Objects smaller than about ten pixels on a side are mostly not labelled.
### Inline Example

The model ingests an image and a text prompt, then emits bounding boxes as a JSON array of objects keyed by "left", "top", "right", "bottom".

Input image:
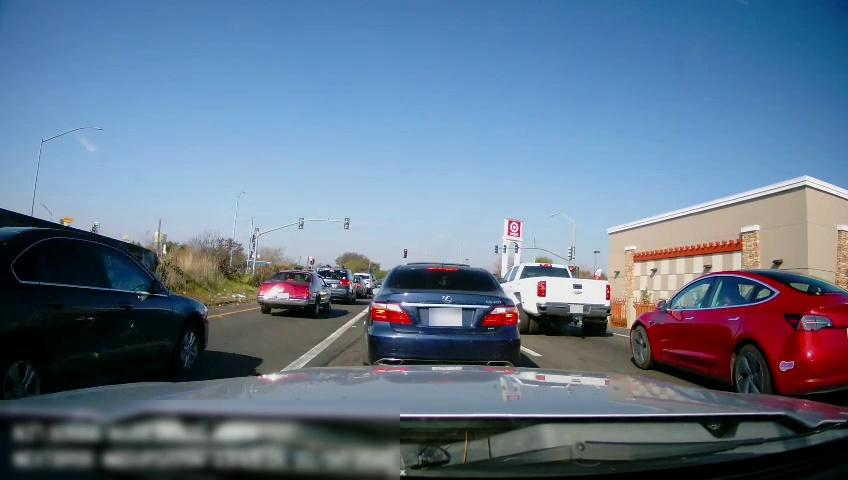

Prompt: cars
[
  {"left": 350, "top": 274, "right": 370, "bottom": 300},
  {"left": 0, "top": 226, "right": 209, "bottom": 402},
  {"left": 255, "top": 268, "right": 332, "bottom": 320},
  {"left": 361, "top": 262, "right": 522, "bottom": 367},
  {"left": 628, "top": 267, "right": 848, "bottom": 408}
]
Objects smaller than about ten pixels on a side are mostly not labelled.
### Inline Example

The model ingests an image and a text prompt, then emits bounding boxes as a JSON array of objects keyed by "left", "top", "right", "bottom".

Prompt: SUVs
[
  {"left": 314, "top": 264, "right": 359, "bottom": 306},
  {"left": 353, "top": 272, "right": 376, "bottom": 296}
]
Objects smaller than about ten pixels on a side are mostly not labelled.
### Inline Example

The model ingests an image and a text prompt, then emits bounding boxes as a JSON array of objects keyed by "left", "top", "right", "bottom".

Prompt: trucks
[{"left": 491, "top": 263, "right": 613, "bottom": 338}]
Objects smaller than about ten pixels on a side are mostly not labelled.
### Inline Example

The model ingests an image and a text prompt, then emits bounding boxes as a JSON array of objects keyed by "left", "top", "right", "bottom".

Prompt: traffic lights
[
  {"left": 567, "top": 247, "right": 573, "bottom": 261},
  {"left": 343, "top": 217, "right": 350, "bottom": 231},
  {"left": 502, "top": 243, "right": 507, "bottom": 255},
  {"left": 297, "top": 217, "right": 305, "bottom": 230},
  {"left": 513, "top": 242, "right": 519, "bottom": 256},
  {"left": 403, "top": 248, "right": 408, "bottom": 260},
  {"left": 494, "top": 244, "right": 499, "bottom": 255}
]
